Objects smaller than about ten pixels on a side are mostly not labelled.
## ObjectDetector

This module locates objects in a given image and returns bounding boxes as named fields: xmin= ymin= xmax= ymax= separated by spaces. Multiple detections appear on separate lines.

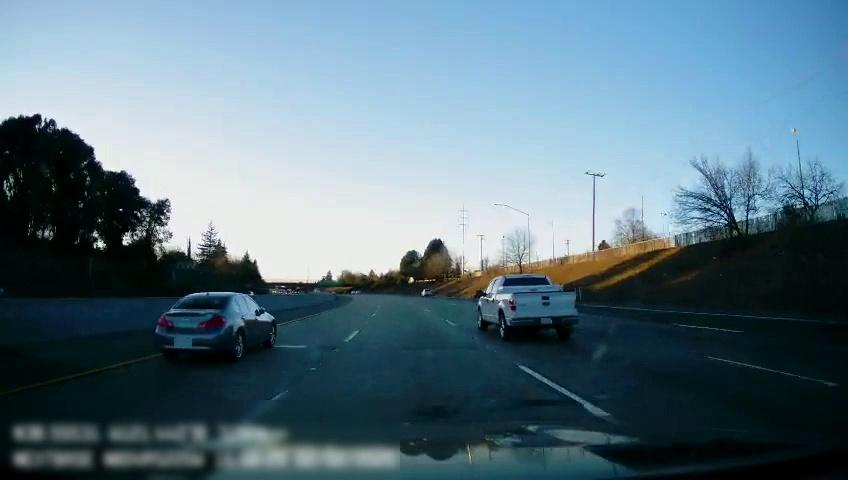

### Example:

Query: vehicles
xmin=475 ymin=273 xmax=580 ymax=341
xmin=154 ymin=290 xmax=279 ymax=365
xmin=420 ymin=288 xmax=432 ymax=297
